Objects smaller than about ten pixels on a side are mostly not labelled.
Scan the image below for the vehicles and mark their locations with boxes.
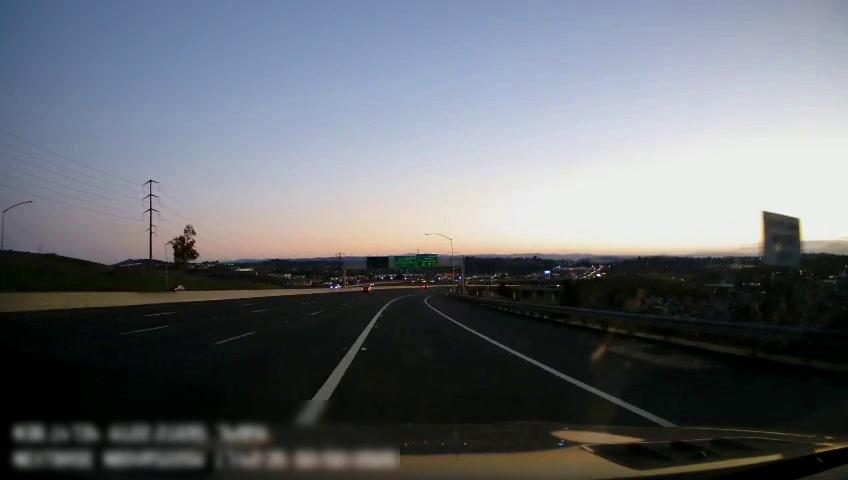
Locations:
[169,284,185,291]
[330,283,342,289]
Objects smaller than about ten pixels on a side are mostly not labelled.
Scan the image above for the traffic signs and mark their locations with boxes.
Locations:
[415,255,438,268]
[394,255,415,268]
[366,256,390,269]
